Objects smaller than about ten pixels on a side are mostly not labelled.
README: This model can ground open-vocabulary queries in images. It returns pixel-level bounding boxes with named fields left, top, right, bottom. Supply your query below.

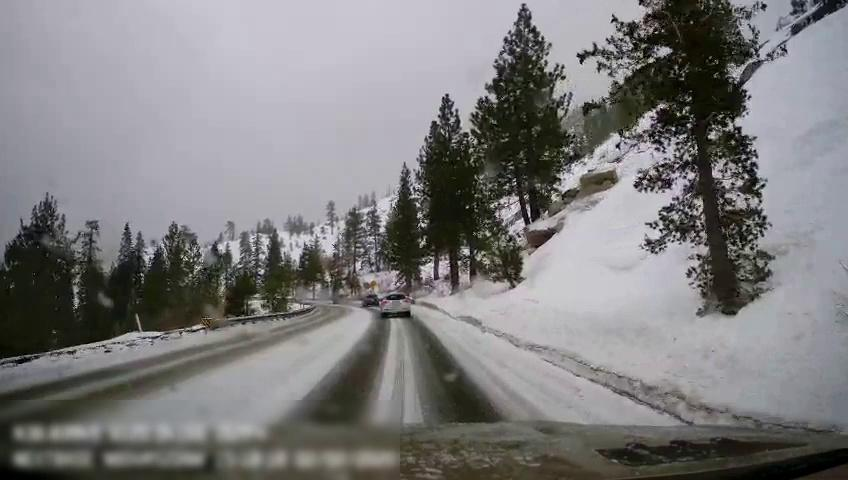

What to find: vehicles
left=381, top=292, right=412, bottom=318
left=333, top=293, right=350, bottom=305
left=362, top=294, right=379, bottom=307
